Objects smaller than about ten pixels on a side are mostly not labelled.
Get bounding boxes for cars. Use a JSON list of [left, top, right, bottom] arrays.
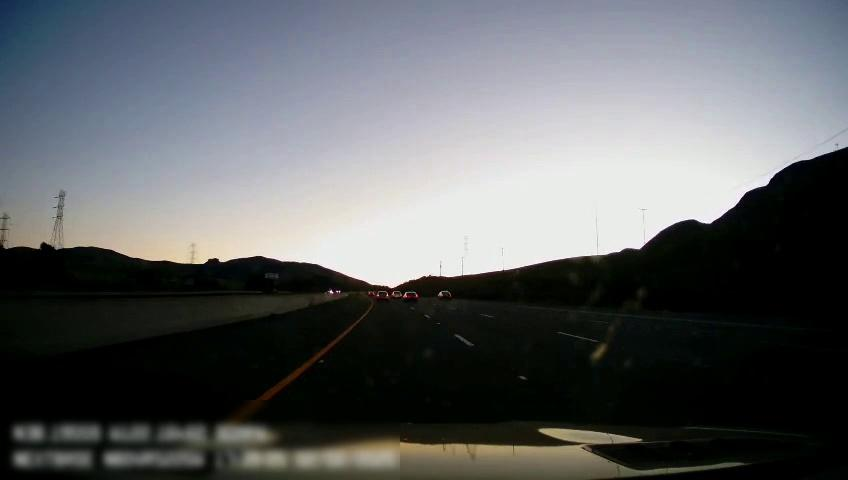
[[391, 291, 402, 299], [402, 291, 418, 302], [438, 291, 452, 300], [376, 291, 389, 301]]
